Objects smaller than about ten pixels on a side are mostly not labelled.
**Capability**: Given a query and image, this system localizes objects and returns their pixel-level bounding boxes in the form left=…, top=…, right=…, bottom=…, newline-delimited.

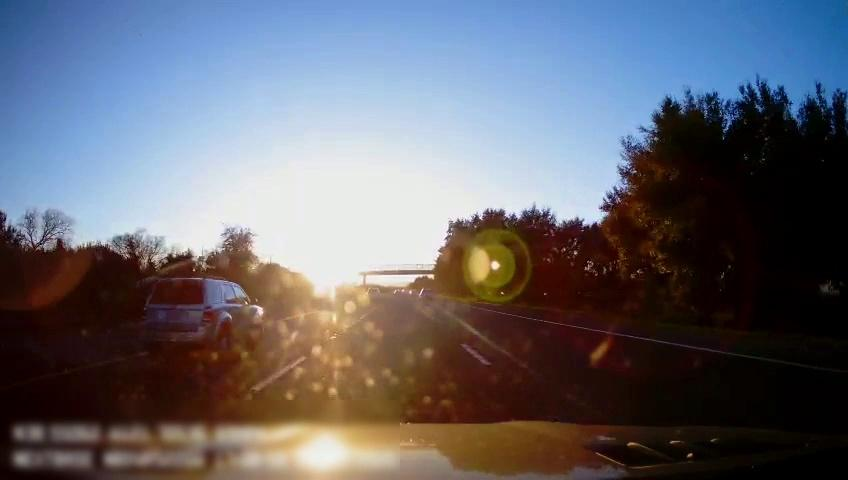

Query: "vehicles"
left=419, top=289, right=436, bottom=302
left=140, top=277, right=265, bottom=370
left=365, top=288, right=381, bottom=301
